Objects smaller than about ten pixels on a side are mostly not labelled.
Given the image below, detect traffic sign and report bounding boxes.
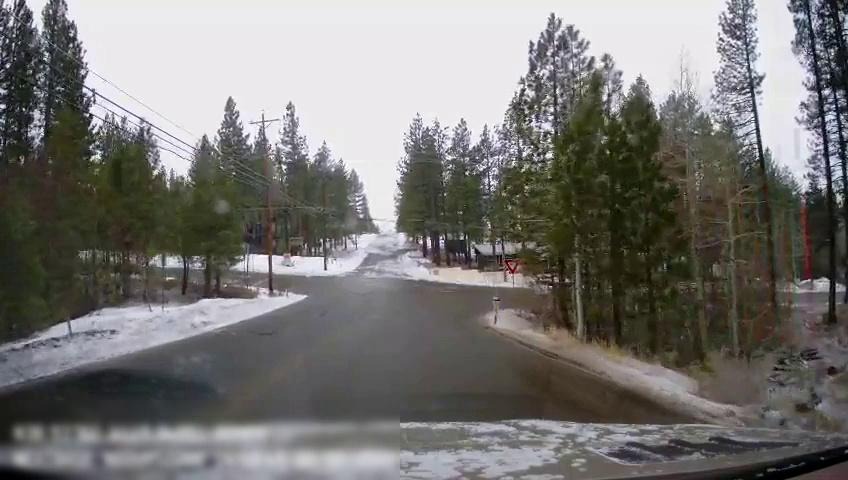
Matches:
[505,259,520,275]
